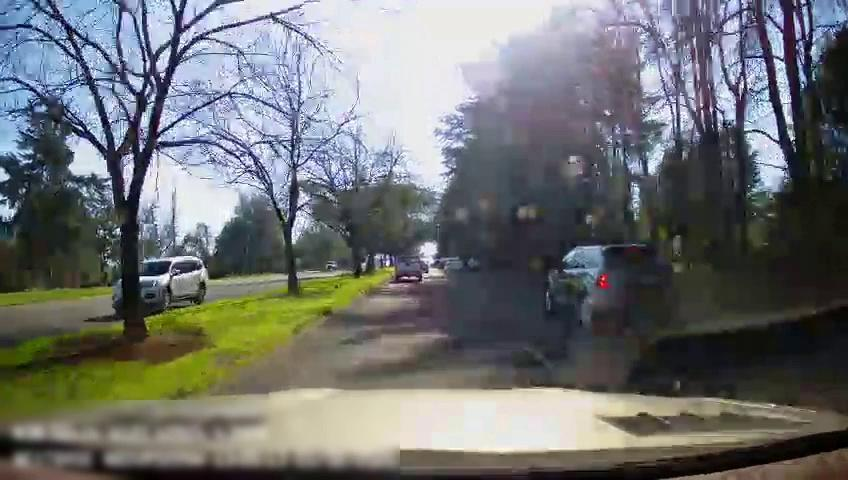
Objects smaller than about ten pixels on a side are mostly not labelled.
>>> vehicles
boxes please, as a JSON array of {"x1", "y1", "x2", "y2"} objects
[
  {"x1": 109, "y1": 255, "x2": 210, "y2": 314},
  {"x1": 543, "y1": 240, "x2": 678, "y2": 325},
  {"x1": 466, "y1": 255, "x2": 482, "y2": 270},
  {"x1": 442, "y1": 256, "x2": 464, "y2": 271},
  {"x1": 326, "y1": 260, "x2": 337, "y2": 272},
  {"x1": 394, "y1": 253, "x2": 423, "y2": 282}
]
